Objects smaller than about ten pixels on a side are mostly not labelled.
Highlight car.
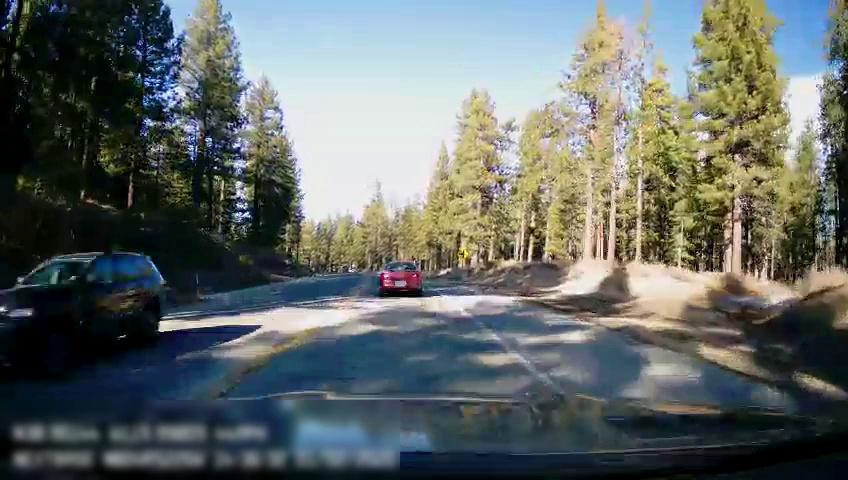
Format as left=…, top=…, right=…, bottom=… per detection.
left=379, top=260, right=423, bottom=297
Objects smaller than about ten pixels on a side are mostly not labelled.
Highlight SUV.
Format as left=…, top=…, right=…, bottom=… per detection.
left=0, top=252, right=168, bottom=373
